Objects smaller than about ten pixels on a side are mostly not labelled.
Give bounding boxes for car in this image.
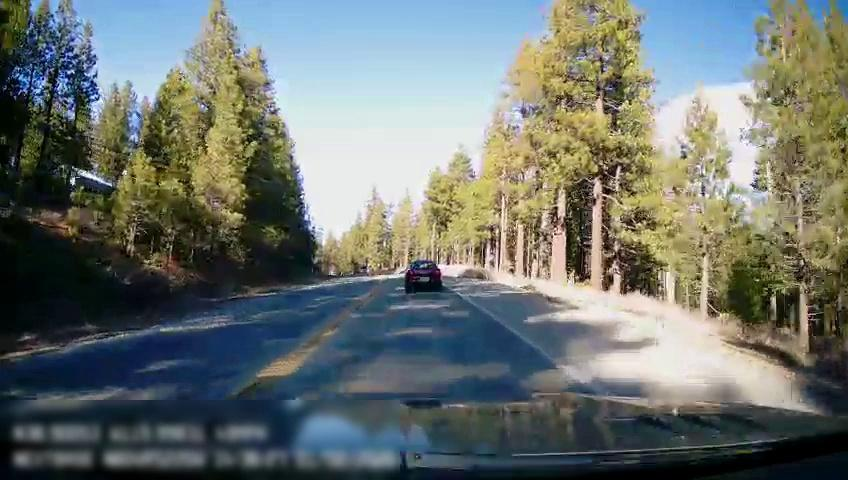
[404,259,441,293]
